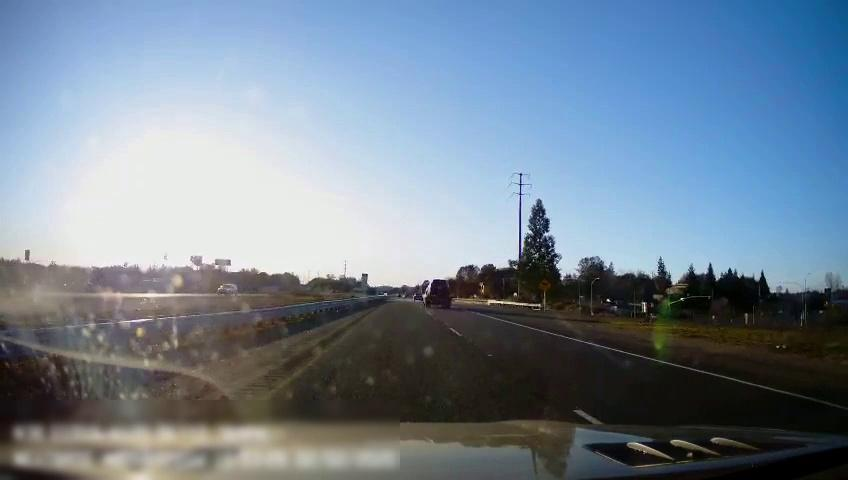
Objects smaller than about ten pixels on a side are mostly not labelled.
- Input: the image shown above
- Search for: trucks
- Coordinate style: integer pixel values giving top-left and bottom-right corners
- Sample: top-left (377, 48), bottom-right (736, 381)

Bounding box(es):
top-left (422, 279), bottom-right (451, 308)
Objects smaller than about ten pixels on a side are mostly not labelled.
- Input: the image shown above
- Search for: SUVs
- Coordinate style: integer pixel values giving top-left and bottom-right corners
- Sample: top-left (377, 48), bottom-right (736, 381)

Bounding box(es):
top-left (217, 284), bottom-right (238, 295)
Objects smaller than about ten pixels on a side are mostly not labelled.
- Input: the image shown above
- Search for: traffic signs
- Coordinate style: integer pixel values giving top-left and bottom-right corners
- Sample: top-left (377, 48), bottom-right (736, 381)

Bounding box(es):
top-left (361, 273), bottom-right (368, 286)
top-left (539, 279), bottom-right (551, 292)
